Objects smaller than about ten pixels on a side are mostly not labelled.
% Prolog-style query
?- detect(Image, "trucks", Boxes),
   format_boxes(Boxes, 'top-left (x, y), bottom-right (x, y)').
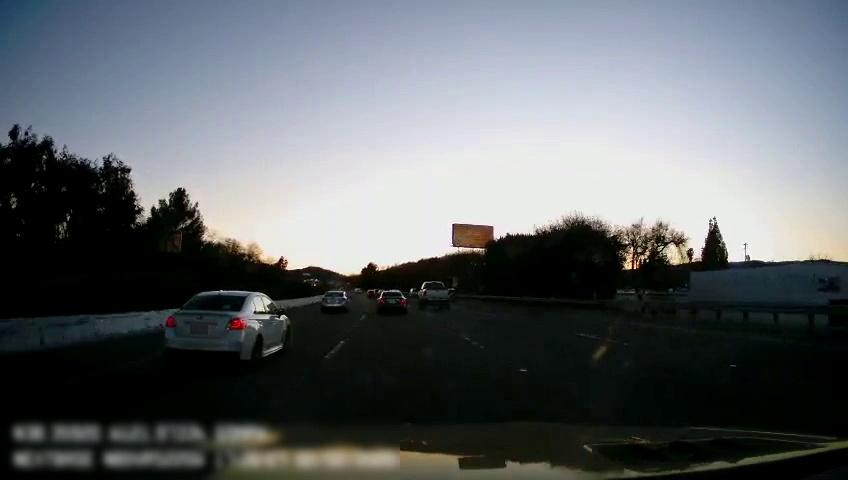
top-left (417, 281), bottom-right (450, 311)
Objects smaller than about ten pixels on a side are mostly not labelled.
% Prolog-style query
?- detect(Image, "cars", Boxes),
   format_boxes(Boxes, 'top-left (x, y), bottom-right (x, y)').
top-left (376, 290), bottom-right (407, 314)
top-left (320, 290), bottom-right (350, 313)
top-left (164, 290), bottom-right (293, 372)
